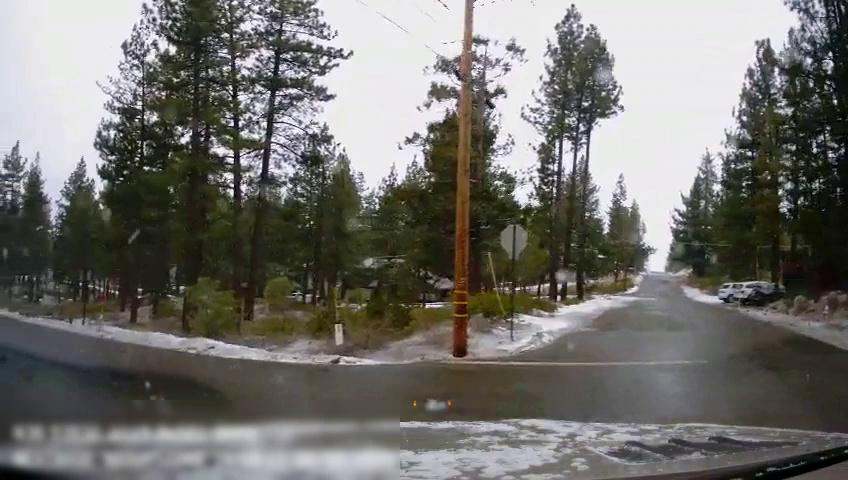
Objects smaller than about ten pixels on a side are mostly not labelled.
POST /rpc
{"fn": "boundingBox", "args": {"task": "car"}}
[717,281,734,303]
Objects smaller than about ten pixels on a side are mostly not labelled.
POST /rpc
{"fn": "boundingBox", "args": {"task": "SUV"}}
[733,280,773,307]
